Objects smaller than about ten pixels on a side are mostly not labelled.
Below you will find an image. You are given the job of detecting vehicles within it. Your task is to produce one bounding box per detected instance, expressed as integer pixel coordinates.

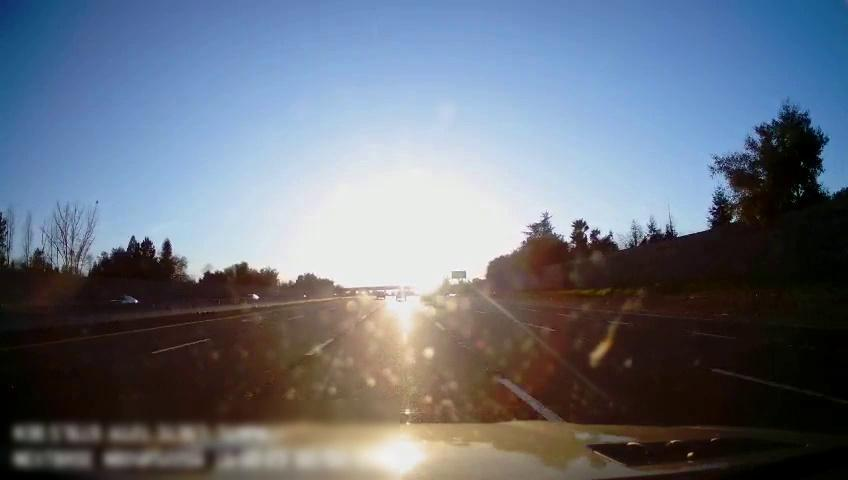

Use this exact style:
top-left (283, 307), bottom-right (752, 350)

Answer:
top-left (243, 293), bottom-right (260, 301)
top-left (395, 291), bottom-right (407, 302)
top-left (421, 294), bottom-right (436, 303)
top-left (376, 291), bottom-right (386, 300)
top-left (110, 295), bottom-right (139, 304)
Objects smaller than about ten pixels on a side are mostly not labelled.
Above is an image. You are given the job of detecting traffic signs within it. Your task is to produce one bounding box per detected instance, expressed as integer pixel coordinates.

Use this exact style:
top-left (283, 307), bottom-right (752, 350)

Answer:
top-left (451, 270), bottom-right (467, 279)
